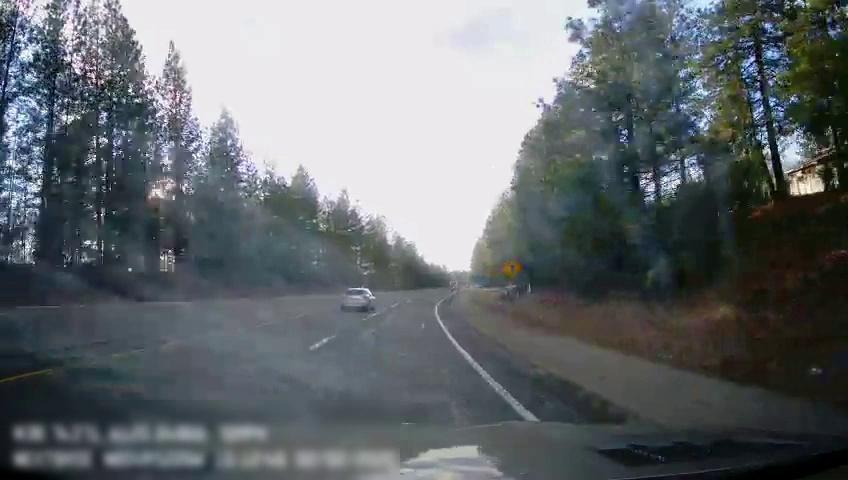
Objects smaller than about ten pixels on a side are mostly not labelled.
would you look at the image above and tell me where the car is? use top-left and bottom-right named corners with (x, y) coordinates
top-left (341, 287), bottom-right (376, 313)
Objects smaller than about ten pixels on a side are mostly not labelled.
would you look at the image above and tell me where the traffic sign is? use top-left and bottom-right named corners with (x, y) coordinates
top-left (501, 258), bottom-right (525, 280)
